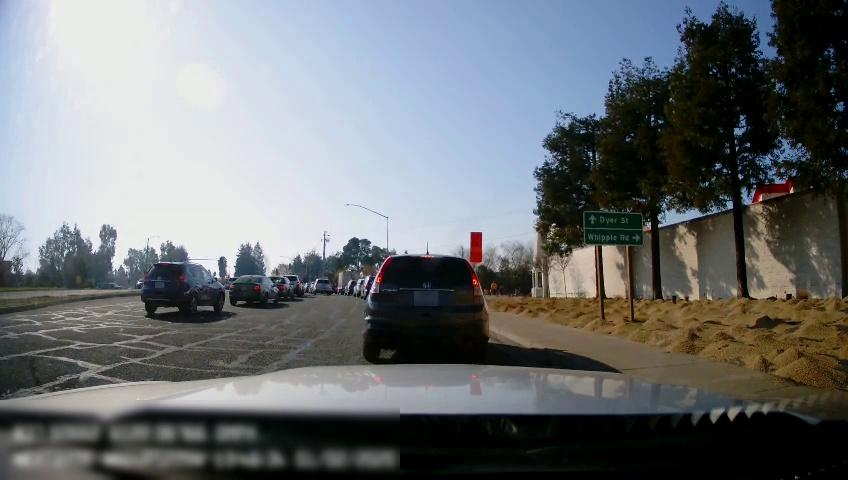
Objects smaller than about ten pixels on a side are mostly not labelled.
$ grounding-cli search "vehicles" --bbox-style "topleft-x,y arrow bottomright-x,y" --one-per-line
268,276 -> 295,301
359,277 -> 376,300
344,280 -> 357,297
136,278 -> 144,290
228,275 -> 281,309
353,279 -> 364,297
362,254 -> 492,365
312,278 -> 333,295
140,261 -> 226,319
285,275 -> 304,298
224,276 -> 240,290
336,271 -> 358,297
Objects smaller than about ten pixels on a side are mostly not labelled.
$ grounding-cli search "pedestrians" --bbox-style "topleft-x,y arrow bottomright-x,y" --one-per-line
489,280 -> 498,296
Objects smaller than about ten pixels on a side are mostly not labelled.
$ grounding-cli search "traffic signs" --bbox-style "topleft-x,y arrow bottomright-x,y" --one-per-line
584,211 -> 646,247
469,231 -> 483,264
